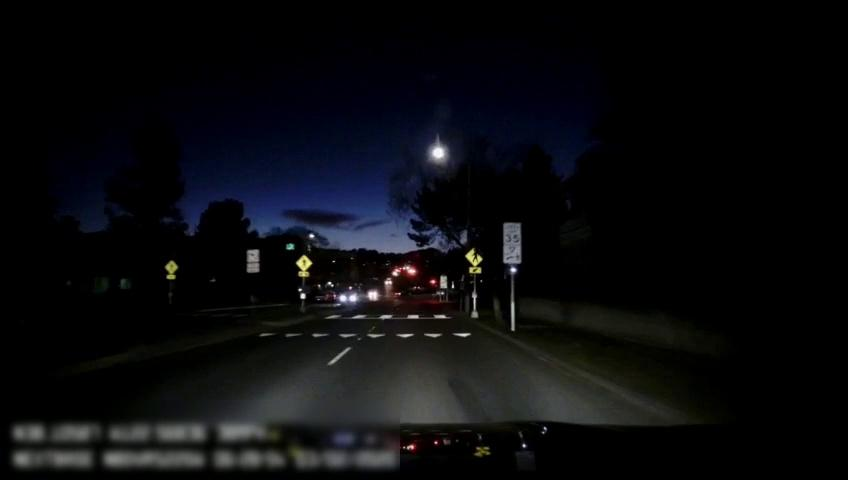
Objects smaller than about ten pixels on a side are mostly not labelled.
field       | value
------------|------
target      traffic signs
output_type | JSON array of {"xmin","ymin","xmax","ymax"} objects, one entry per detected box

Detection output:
[
  {"xmin": 295, "ymin": 256, "xmax": 312, "ymax": 270},
  {"xmin": 503, "ymin": 223, "xmax": 522, "ymax": 264},
  {"xmin": 469, "ymin": 267, "xmax": 482, "ymax": 274},
  {"xmin": 165, "ymin": 261, "xmax": 180, "ymax": 274},
  {"xmin": 298, "ymin": 271, "xmax": 310, "ymax": 278},
  {"xmin": 166, "ymin": 274, "xmax": 177, "ymax": 280},
  {"xmin": 247, "ymin": 249, "xmax": 260, "ymax": 272},
  {"xmin": 465, "ymin": 249, "xmax": 483, "ymax": 266}
]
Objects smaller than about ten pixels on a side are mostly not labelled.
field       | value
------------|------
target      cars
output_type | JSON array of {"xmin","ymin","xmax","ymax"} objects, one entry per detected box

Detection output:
[{"xmin": 339, "ymin": 289, "xmax": 365, "ymax": 305}]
